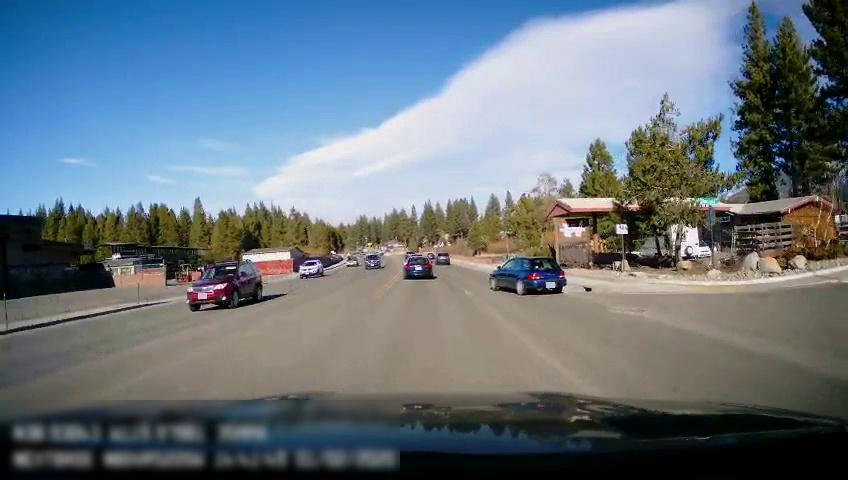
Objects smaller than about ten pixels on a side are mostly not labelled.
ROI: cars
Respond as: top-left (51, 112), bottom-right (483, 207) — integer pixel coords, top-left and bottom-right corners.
top-left (345, 255), bottom-right (359, 267)
top-left (489, 257), bottom-right (566, 296)
top-left (403, 257), bottom-right (432, 280)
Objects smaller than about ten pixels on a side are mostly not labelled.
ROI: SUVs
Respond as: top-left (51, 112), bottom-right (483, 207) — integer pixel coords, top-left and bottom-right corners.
top-left (299, 260), bottom-right (323, 280)
top-left (435, 253), bottom-right (450, 265)
top-left (187, 262), bottom-right (264, 313)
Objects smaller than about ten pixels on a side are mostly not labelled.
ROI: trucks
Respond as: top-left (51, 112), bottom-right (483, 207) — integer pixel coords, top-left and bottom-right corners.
top-left (367, 256), bottom-right (383, 269)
